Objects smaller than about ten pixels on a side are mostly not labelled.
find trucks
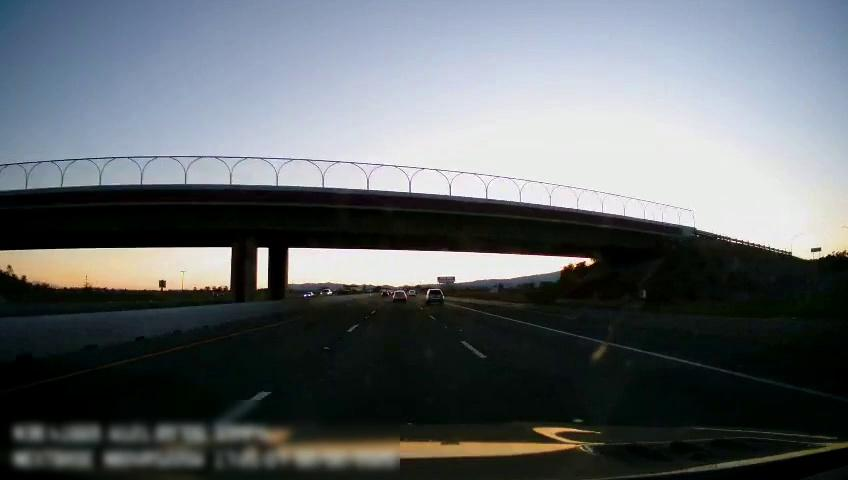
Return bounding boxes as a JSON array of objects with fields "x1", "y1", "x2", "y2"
[{"x1": 319, "y1": 288, "x2": 333, "y2": 296}]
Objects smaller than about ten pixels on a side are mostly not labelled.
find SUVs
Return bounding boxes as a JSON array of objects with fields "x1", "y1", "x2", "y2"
[{"x1": 425, "y1": 288, "x2": 445, "y2": 305}]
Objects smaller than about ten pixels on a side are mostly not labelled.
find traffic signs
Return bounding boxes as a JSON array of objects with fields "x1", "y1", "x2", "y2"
[{"x1": 437, "y1": 276, "x2": 455, "y2": 283}]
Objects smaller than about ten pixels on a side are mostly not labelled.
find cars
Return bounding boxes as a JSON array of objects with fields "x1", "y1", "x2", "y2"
[
  {"x1": 303, "y1": 291, "x2": 315, "y2": 298},
  {"x1": 392, "y1": 290, "x2": 408, "y2": 302}
]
